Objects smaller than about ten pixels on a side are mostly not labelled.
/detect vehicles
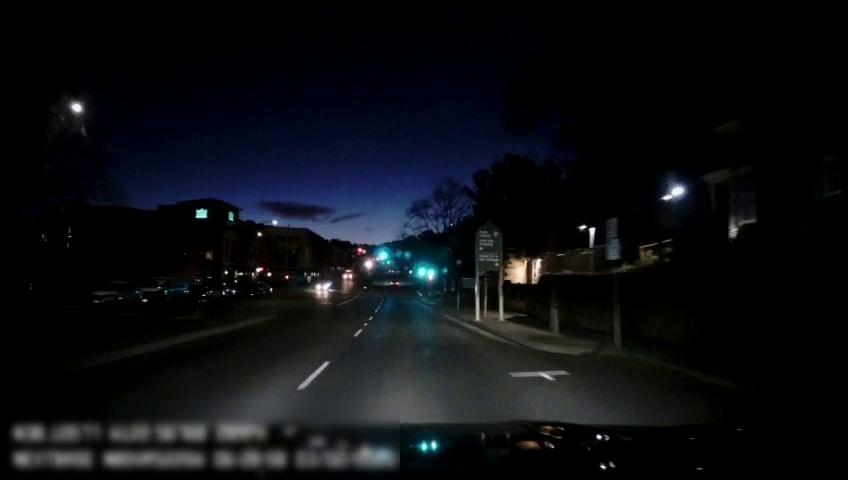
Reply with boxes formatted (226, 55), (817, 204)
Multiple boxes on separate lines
(316, 281), (333, 291)
(247, 284), (274, 300)
(342, 270), (354, 280)
(87, 280), (135, 309)
(220, 282), (250, 298)
(188, 283), (223, 305)
(117, 276), (189, 313)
